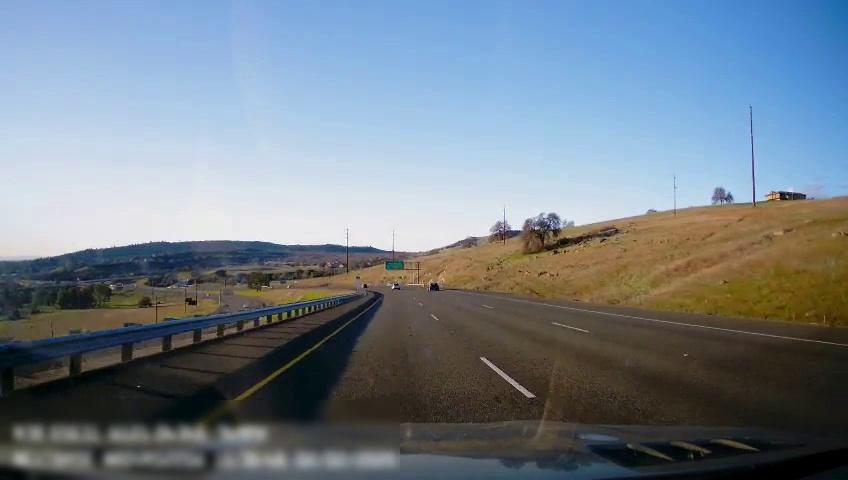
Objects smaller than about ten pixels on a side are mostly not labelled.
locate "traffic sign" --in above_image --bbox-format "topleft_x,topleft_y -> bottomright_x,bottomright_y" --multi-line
384,260 -> 406,271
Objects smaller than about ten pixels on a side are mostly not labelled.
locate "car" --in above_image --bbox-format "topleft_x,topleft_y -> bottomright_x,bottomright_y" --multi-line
428,282 -> 440,291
